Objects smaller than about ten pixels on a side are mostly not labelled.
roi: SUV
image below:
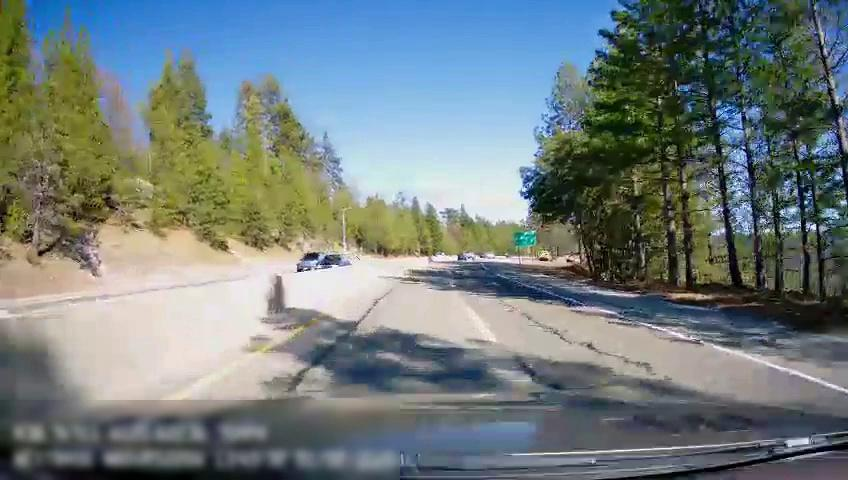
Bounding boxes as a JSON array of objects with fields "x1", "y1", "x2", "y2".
[{"x1": 295, "y1": 251, "x2": 329, "y2": 272}]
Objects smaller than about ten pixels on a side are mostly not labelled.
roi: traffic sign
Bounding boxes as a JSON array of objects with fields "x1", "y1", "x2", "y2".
[{"x1": 513, "y1": 230, "x2": 537, "y2": 247}]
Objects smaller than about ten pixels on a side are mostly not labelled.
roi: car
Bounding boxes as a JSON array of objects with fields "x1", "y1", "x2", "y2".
[{"x1": 310, "y1": 254, "x2": 352, "y2": 274}]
